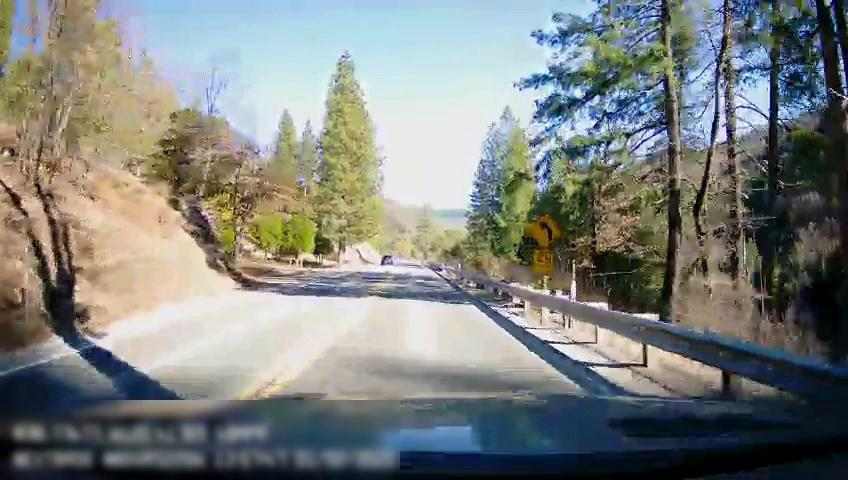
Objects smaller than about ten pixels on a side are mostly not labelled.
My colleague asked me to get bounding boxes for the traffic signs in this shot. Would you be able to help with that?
[533,250,555,267]
[533,215,561,246]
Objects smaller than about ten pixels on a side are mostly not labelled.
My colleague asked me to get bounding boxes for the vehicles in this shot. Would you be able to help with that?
[380,255,394,265]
